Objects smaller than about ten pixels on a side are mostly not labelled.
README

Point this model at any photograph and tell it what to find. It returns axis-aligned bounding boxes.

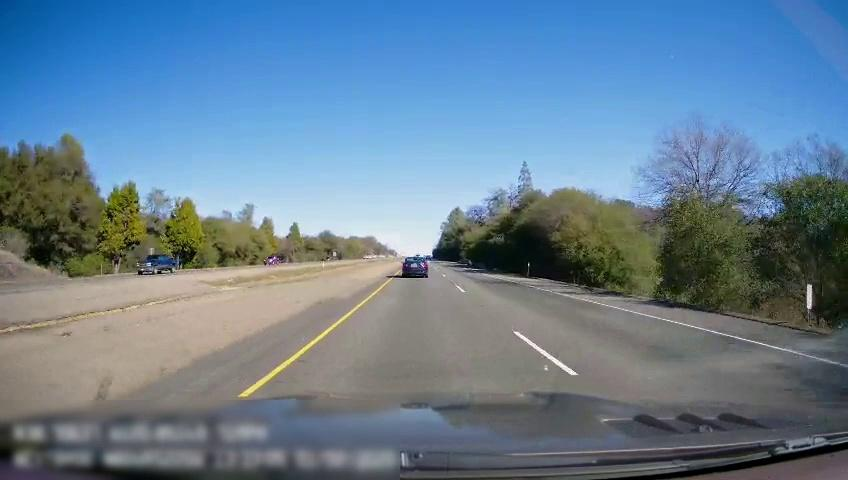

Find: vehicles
[136,254,177,276]
[401,255,429,279]
[263,255,280,266]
